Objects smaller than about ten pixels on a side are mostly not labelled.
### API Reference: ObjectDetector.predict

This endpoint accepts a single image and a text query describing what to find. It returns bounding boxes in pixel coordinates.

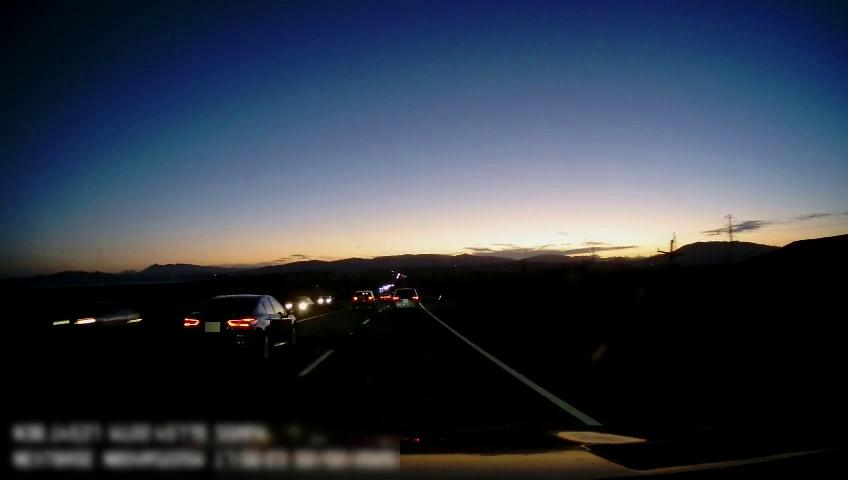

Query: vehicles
[283,295,314,315]
[182,294,297,361]
[352,290,376,309]
[393,287,420,313]
[379,293,392,303]
[51,301,147,338]
[316,293,336,306]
